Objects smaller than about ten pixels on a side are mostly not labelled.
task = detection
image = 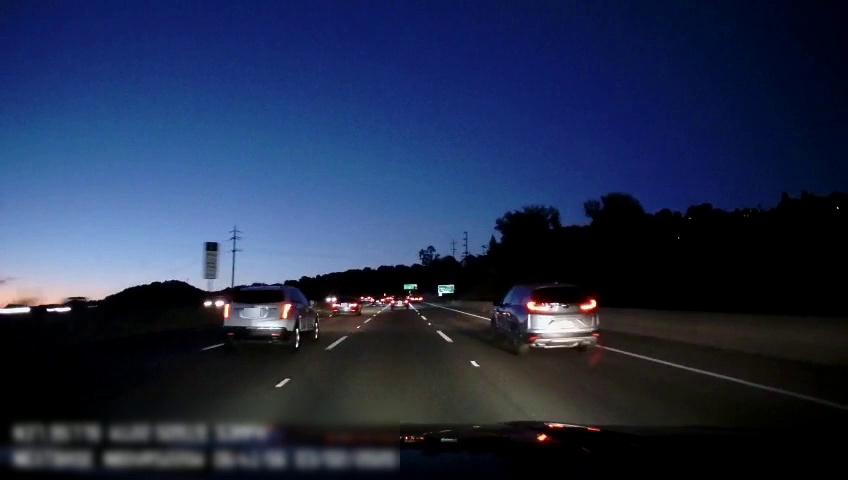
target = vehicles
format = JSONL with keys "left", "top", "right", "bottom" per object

{"left": 390, "top": 292, "right": 411, "bottom": 310}
{"left": 332, "top": 295, "right": 363, "bottom": 317}
{"left": 223, "top": 285, "right": 322, "bottom": 353}
{"left": 370, "top": 293, "right": 385, "bottom": 307}
{"left": 409, "top": 291, "right": 423, "bottom": 304}
{"left": 203, "top": 296, "right": 230, "bottom": 314}
{"left": 490, "top": 281, "right": 600, "bottom": 356}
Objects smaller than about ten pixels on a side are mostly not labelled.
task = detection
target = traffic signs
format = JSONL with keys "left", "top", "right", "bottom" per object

{"left": 403, "top": 284, "right": 417, "bottom": 291}
{"left": 438, "top": 284, "right": 454, "bottom": 294}
{"left": 204, "top": 240, "right": 216, "bottom": 280}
